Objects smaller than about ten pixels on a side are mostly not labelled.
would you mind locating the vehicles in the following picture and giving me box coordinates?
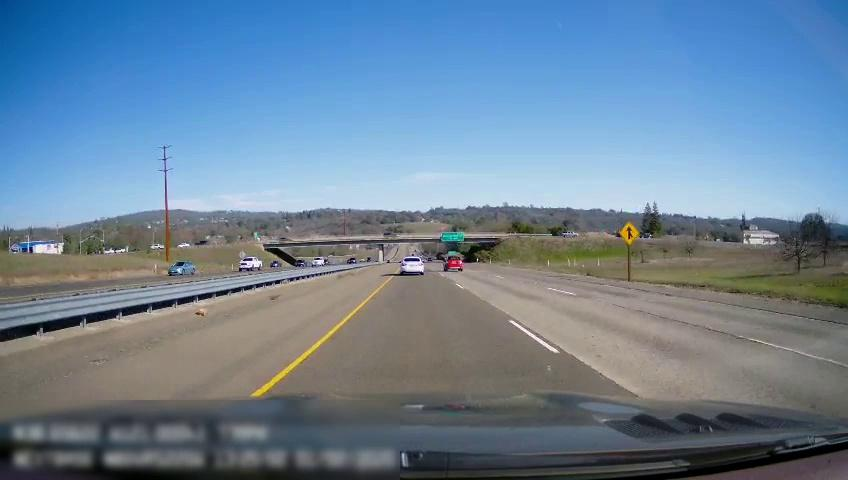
[238,257,263,272]
[168,260,197,277]
[269,260,283,269]
[398,256,425,275]
[311,257,326,267]
[177,243,192,248]
[560,230,578,240]
[443,256,464,272]
[294,259,306,268]
[150,243,165,250]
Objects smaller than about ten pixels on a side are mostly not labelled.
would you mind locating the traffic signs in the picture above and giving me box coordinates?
[440,231,464,242]
[617,221,640,246]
